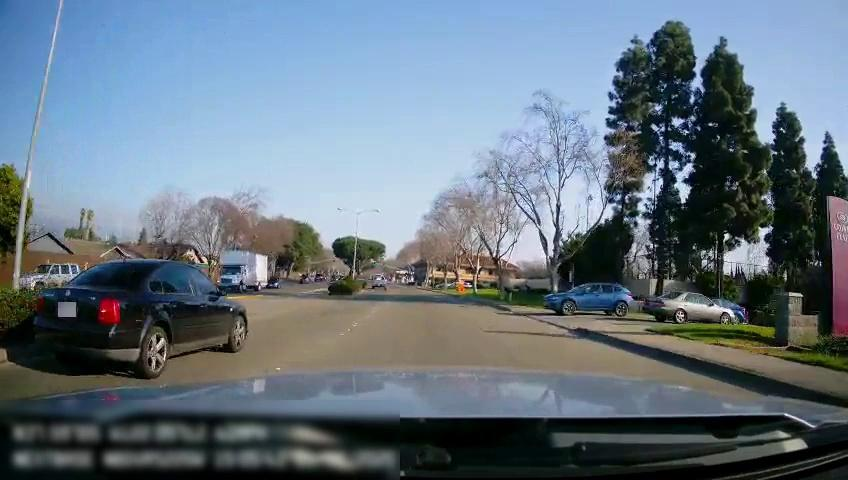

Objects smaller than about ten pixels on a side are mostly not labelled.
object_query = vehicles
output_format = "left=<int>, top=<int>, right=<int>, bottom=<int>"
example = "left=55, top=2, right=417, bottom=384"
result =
left=17, top=263, right=81, bottom=292
left=34, top=260, right=248, bottom=379
left=216, top=254, right=268, bottom=294
left=543, top=283, right=634, bottom=318
left=371, top=275, right=387, bottom=288
left=266, top=277, right=285, bottom=288
left=710, top=299, right=747, bottom=324
left=647, top=291, right=736, bottom=326
left=299, top=273, right=314, bottom=283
